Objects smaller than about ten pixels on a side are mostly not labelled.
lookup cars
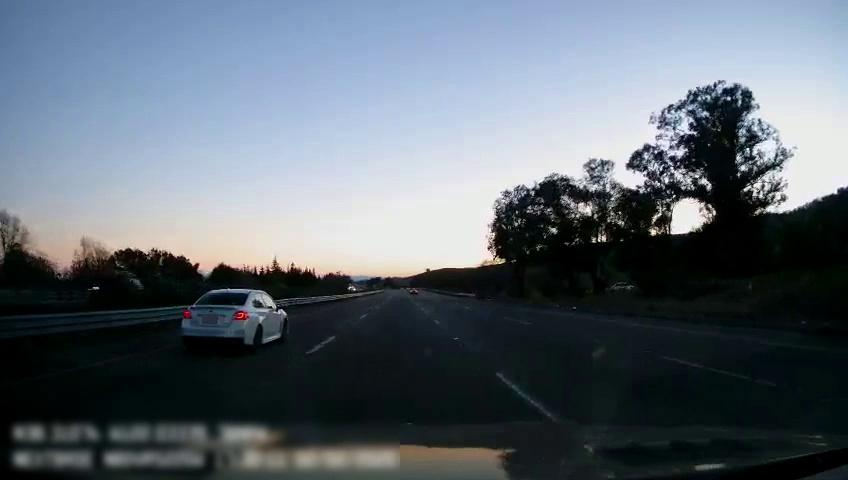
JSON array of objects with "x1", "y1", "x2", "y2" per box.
[
  {"x1": 180, "y1": 289, "x2": 291, "y2": 354},
  {"x1": 604, "y1": 281, "x2": 638, "y2": 296}
]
